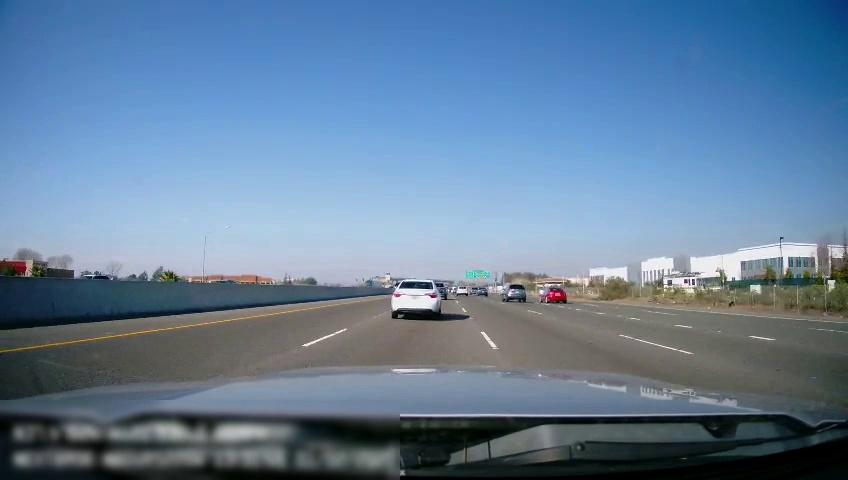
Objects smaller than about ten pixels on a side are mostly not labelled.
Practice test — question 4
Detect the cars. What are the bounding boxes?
[477,288,488,297]
[390,279,444,320]
[539,286,567,304]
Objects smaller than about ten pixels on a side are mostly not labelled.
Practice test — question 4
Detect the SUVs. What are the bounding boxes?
[456,285,469,297]
[426,282,449,301]
[501,284,527,303]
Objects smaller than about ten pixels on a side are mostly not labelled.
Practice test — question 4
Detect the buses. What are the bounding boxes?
[663,273,707,295]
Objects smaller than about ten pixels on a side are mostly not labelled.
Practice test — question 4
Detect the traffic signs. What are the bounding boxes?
[465,269,491,280]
